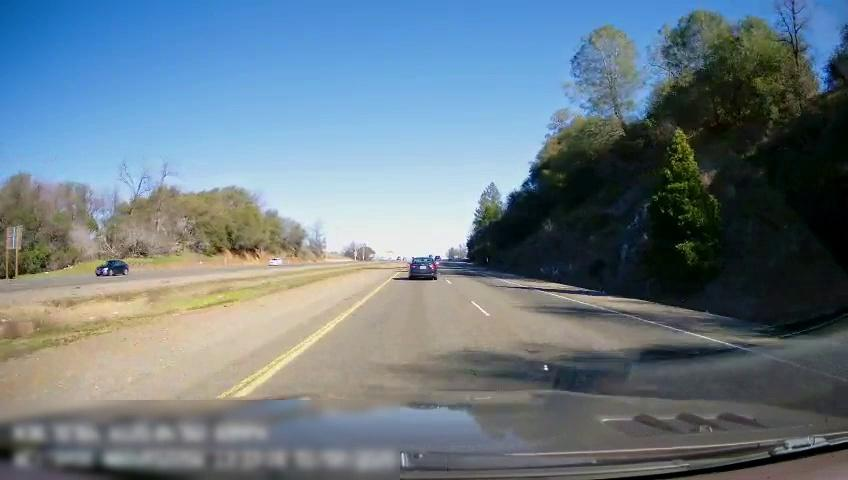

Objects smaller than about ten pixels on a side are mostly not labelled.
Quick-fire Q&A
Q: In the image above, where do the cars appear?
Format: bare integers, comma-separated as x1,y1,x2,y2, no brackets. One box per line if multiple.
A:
409,257,437,281
95,260,129,276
